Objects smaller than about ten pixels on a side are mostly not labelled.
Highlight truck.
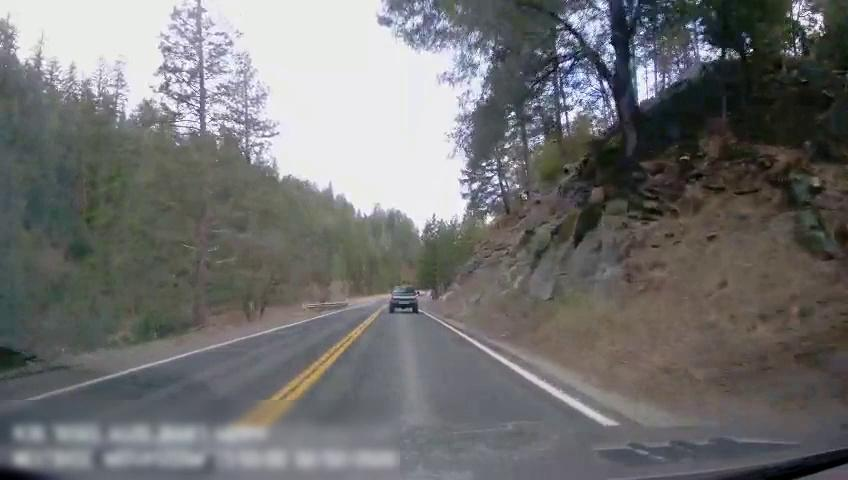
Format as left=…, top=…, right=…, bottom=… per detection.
left=389, top=285, right=420, bottom=315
